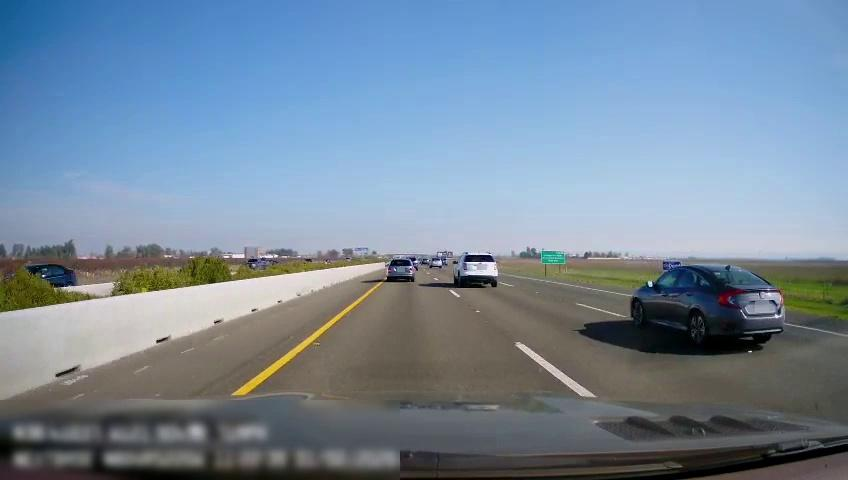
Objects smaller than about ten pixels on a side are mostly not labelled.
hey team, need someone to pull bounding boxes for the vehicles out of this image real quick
[25,263,78,288]
[452,253,499,289]
[428,257,444,269]
[407,256,419,271]
[244,257,268,271]
[629,263,786,351]
[386,257,415,283]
